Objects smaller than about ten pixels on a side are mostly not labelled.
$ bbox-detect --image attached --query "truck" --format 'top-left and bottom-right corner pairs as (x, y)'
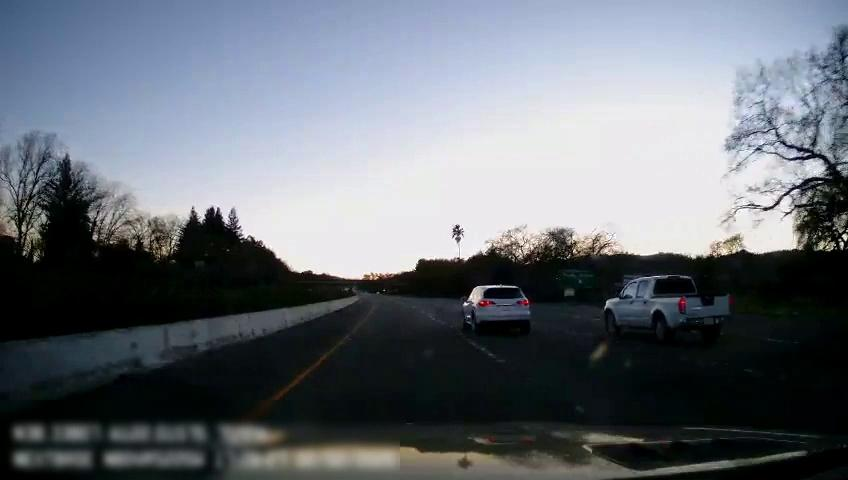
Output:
(603, 275), (732, 345)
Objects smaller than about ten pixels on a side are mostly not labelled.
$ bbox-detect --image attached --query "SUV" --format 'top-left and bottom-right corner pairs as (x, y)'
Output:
(460, 285), (531, 336)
